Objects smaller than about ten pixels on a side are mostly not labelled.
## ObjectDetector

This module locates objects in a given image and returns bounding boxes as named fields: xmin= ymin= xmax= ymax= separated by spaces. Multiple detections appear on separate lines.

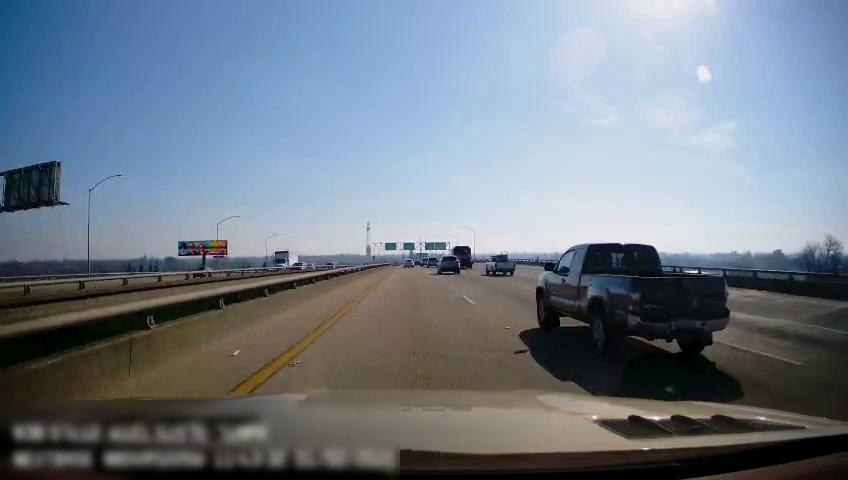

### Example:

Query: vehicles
xmin=272 ymin=249 xmax=299 ymax=270
xmin=435 ymin=255 xmax=461 ymax=276
xmin=192 ymin=265 xmax=213 ymax=279
xmin=534 ymin=242 xmax=733 ymax=358
xmin=290 ymin=262 xmax=308 ymax=270
xmin=403 ymin=259 xmax=415 ymax=269
xmin=426 ymin=257 xmax=439 ymax=268
xmin=485 ymin=251 xmax=516 ymax=276
xmin=451 ymin=245 xmax=474 ymax=270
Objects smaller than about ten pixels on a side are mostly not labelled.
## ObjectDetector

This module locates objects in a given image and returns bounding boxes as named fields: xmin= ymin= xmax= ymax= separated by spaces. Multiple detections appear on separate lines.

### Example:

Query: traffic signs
xmin=434 ymin=242 xmax=447 ymax=250
xmin=384 ymin=242 xmax=397 ymax=251
xmin=403 ymin=242 xmax=415 ymax=251
xmin=424 ymin=242 xmax=435 ymax=251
